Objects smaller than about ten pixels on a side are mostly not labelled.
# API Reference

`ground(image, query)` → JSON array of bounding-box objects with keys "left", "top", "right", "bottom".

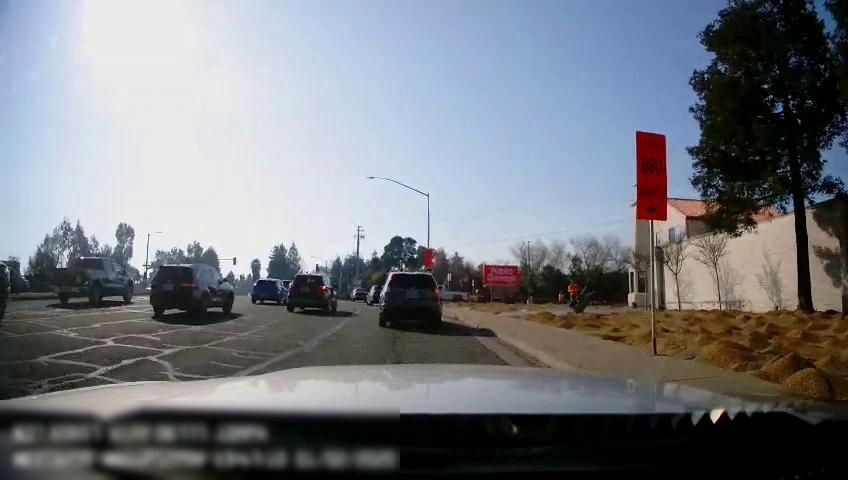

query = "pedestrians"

[
  {"left": 557, "top": 287, "right": 566, "bottom": 305},
  {"left": 566, "top": 277, "right": 577, "bottom": 308}
]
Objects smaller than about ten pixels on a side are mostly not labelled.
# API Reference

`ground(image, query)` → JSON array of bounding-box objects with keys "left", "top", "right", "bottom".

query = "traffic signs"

[
  {"left": 423, "top": 246, "right": 433, "bottom": 271},
  {"left": 634, "top": 129, "right": 669, "bottom": 221}
]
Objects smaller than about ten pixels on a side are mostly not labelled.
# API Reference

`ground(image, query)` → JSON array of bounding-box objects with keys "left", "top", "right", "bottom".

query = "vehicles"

[
  {"left": 437, "top": 285, "right": 470, "bottom": 304},
  {"left": 377, "top": 270, "right": 442, "bottom": 329},
  {"left": 47, "top": 255, "right": 133, "bottom": 309},
  {"left": 349, "top": 287, "right": 369, "bottom": 301},
  {"left": 250, "top": 279, "right": 289, "bottom": 306},
  {"left": 287, "top": 274, "right": 339, "bottom": 316},
  {"left": 0, "top": 261, "right": 9, "bottom": 324},
  {"left": 280, "top": 280, "right": 292, "bottom": 291},
  {"left": 366, "top": 282, "right": 385, "bottom": 306},
  {"left": 149, "top": 264, "right": 235, "bottom": 320}
]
